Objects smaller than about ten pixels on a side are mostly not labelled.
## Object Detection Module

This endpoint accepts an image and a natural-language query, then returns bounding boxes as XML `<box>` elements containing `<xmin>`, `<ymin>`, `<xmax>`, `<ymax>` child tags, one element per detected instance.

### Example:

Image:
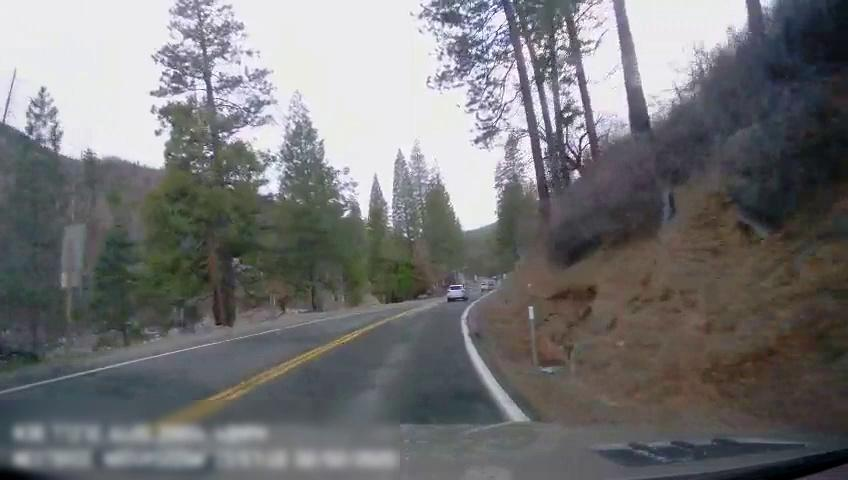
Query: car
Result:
<box><xmin>447</xmin><ymin>284</ymin><xmax>469</xmax><ymax>302</ymax></box>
